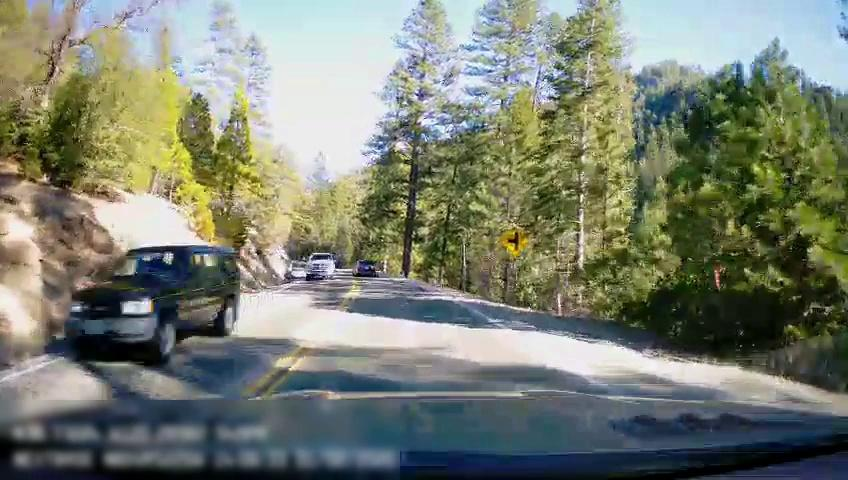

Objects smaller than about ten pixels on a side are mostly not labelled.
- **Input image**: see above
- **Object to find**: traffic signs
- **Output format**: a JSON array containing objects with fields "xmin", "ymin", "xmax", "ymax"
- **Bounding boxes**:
[{"xmin": 500, "ymin": 226, "xmax": 529, "ymax": 256}]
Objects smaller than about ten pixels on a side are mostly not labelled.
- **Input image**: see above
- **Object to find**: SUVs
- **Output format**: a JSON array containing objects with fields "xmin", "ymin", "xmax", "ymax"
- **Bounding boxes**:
[
  {"xmin": 62, "ymin": 244, "xmax": 241, "ymax": 368},
  {"xmin": 304, "ymin": 252, "xmax": 337, "ymax": 282}
]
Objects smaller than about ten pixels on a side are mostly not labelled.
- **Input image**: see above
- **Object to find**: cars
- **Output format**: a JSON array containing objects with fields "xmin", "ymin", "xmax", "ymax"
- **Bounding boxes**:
[{"xmin": 352, "ymin": 258, "xmax": 378, "ymax": 277}]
